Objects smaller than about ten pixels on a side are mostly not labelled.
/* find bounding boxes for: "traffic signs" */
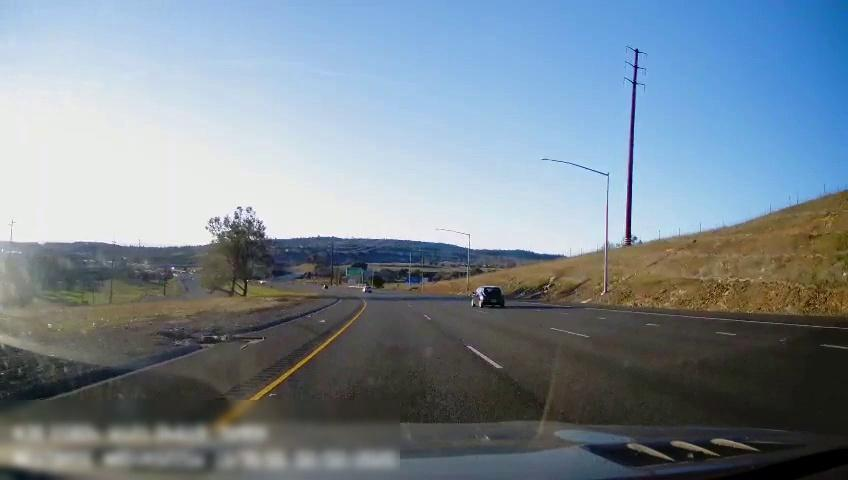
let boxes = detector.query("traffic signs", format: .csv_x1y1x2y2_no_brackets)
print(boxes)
345,266,363,276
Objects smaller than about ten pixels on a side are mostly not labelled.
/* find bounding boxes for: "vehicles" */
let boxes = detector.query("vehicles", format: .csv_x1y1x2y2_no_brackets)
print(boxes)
362,285,373,293
471,286,505,308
